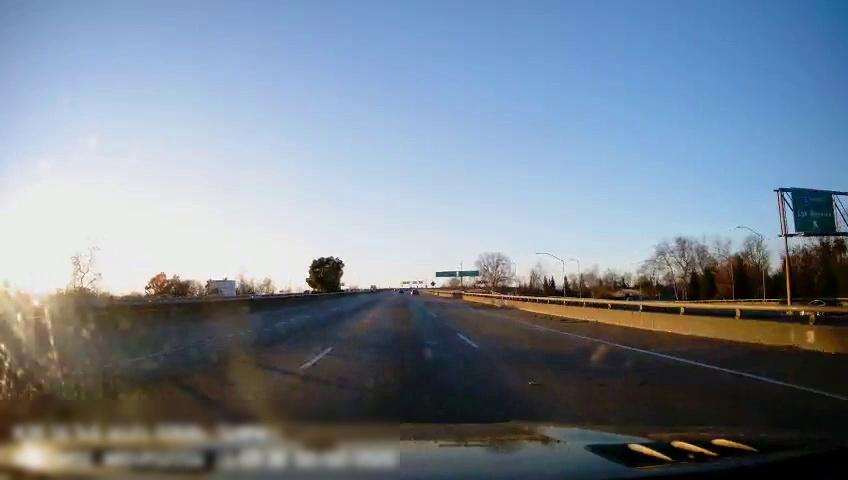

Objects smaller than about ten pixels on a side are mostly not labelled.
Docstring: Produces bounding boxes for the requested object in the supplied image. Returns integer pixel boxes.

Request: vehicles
[203,280,236,298]
[149,294,174,303]
[797,299,841,319]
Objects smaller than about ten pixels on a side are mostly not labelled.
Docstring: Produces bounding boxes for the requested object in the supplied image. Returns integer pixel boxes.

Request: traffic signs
[459,271,479,277]
[791,187,838,233]
[435,271,457,278]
